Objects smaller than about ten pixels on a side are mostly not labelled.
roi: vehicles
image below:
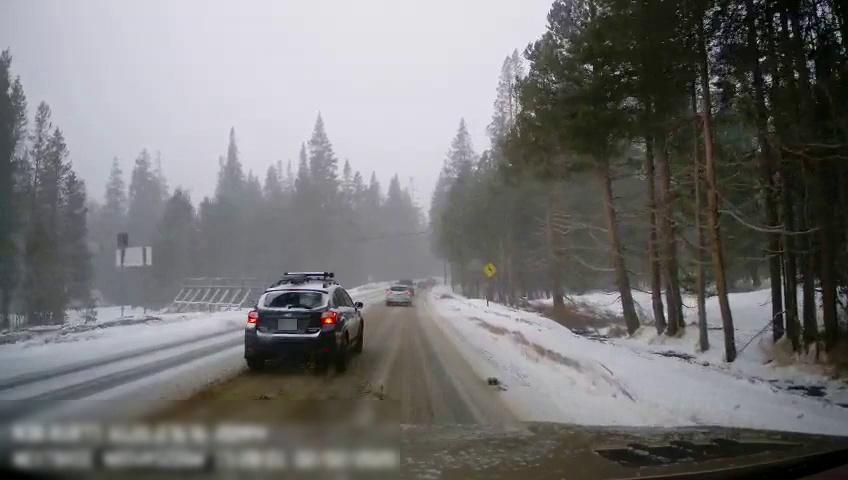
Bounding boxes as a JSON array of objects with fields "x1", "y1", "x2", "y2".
[
  {"x1": 385, "y1": 285, "x2": 412, "y2": 307},
  {"x1": 394, "y1": 278, "x2": 417, "y2": 297},
  {"x1": 417, "y1": 280, "x2": 428, "y2": 289},
  {"x1": 243, "y1": 270, "x2": 366, "y2": 376}
]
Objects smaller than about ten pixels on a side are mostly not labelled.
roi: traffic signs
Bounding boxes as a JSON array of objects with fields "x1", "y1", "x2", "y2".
[{"x1": 483, "y1": 262, "x2": 498, "y2": 279}]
